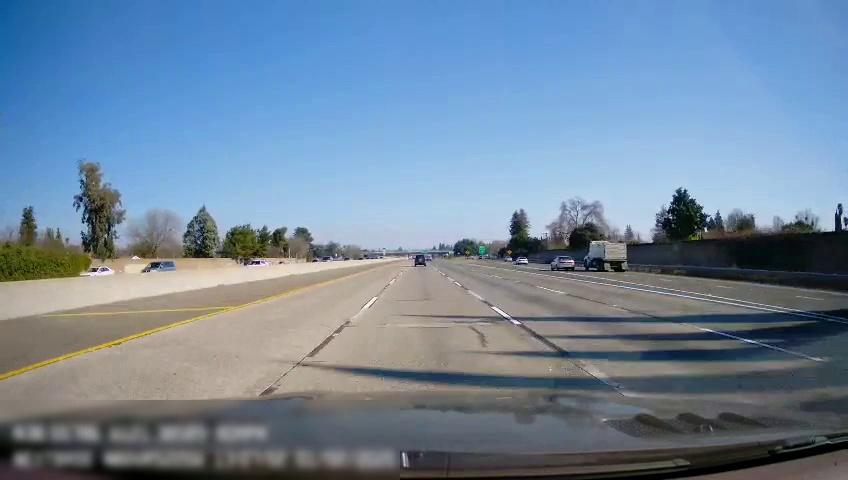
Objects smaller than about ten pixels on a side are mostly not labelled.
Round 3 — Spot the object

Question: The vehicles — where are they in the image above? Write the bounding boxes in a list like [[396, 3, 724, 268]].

[[139, 261, 177, 275], [550, 255, 574, 271], [248, 259, 269, 266], [582, 240, 626, 271], [79, 266, 116, 277], [415, 253, 427, 266], [516, 256, 529, 265]]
